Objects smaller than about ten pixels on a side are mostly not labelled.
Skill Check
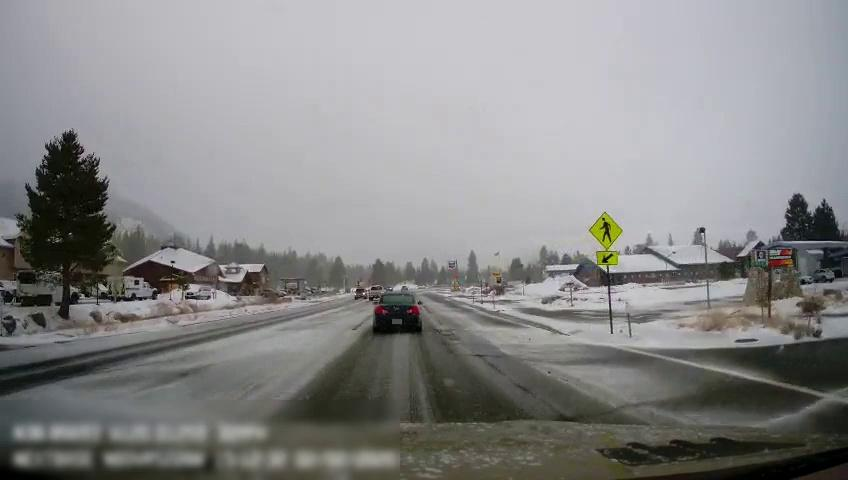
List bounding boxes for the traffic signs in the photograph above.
[588,211,623,250]
[596,251,619,266]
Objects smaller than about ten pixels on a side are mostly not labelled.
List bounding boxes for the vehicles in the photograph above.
[107,277,158,303]
[16,270,80,307]
[260,288,283,297]
[85,284,108,299]
[368,285,385,301]
[185,285,213,300]
[372,292,423,334]
[786,272,814,285]
[807,269,835,283]
[354,288,367,299]
[0,280,21,303]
